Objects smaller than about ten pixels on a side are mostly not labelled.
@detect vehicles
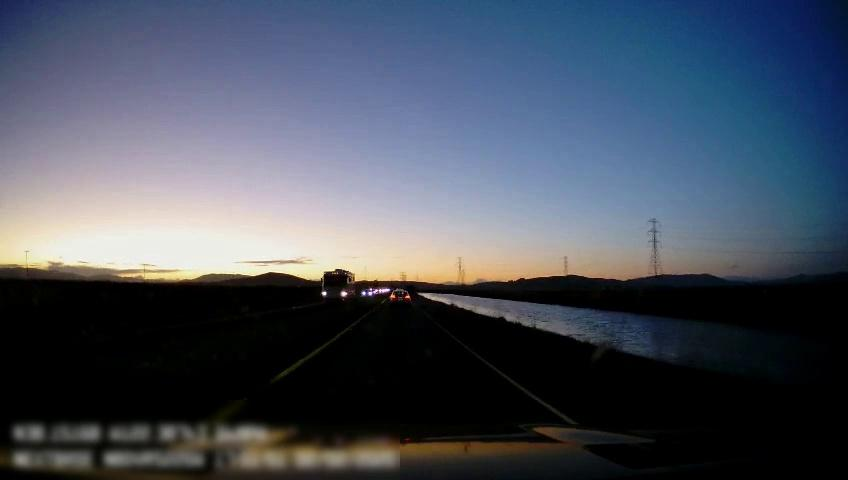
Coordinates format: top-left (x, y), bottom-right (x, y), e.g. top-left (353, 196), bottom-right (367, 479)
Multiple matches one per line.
top-left (320, 269), bottom-right (356, 305)
top-left (390, 289), bottom-right (411, 306)
top-left (361, 288), bottom-right (374, 298)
